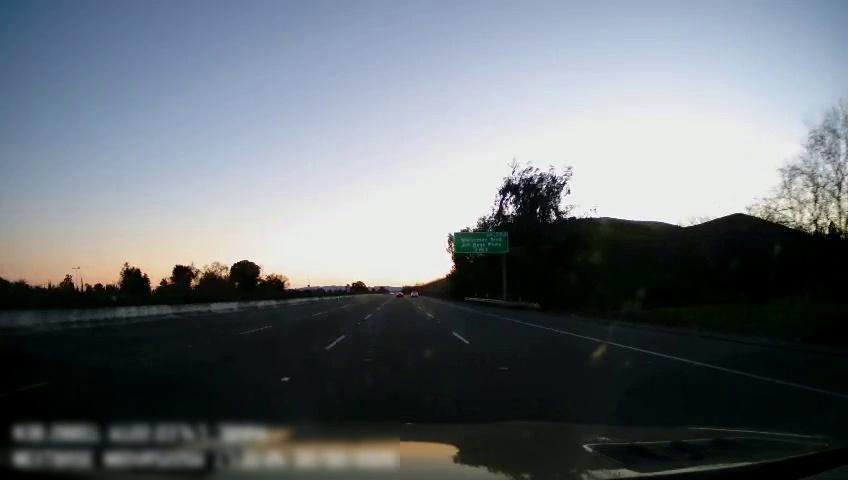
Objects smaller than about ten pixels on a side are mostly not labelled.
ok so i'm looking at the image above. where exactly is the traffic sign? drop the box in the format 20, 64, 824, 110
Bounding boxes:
454, 231, 510, 254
